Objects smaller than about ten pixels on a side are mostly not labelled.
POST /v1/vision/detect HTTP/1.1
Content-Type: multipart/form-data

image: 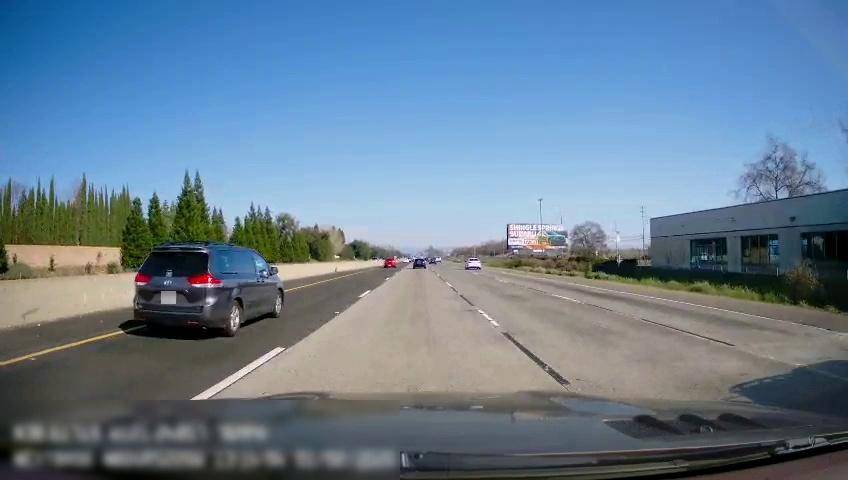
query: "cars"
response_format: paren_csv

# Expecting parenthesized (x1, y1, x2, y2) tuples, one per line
(383, 258, 398, 269)
(465, 258, 482, 270)
(412, 258, 426, 270)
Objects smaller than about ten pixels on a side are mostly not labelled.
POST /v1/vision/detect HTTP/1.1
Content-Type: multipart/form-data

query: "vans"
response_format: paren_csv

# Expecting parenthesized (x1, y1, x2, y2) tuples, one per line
(133, 241, 285, 338)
